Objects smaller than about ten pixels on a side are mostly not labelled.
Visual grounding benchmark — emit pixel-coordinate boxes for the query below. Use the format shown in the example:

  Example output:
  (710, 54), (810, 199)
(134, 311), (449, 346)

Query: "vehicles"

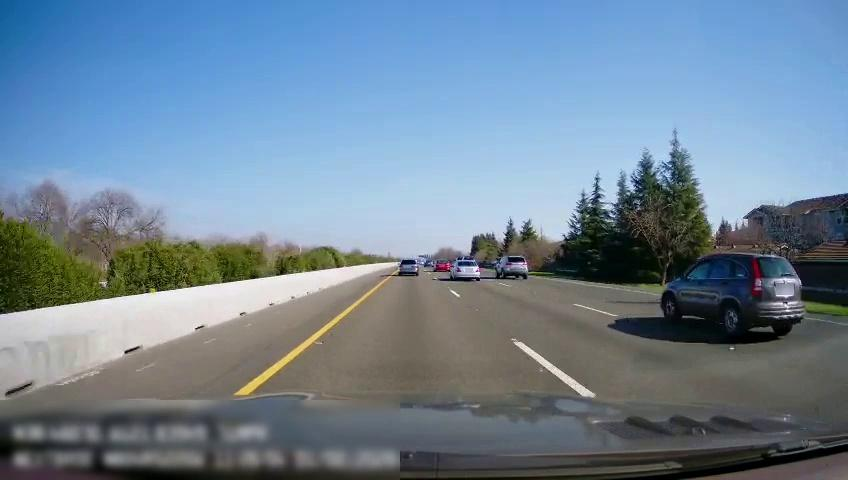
(495, 254), (529, 281)
(434, 260), (453, 272)
(397, 258), (420, 276)
(458, 254), (477, 262)
(425, 260), (434, 267)
(449, 260), (482, 282)
(658, 251), (804, 342)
